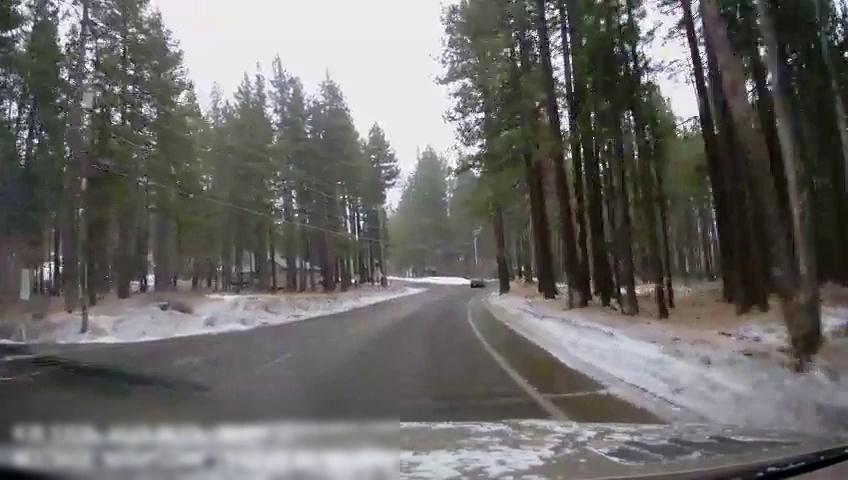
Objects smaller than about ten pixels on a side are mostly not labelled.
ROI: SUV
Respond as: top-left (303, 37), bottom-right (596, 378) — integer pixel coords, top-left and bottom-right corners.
top-left (470, 277), bottom-right (486, 288)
